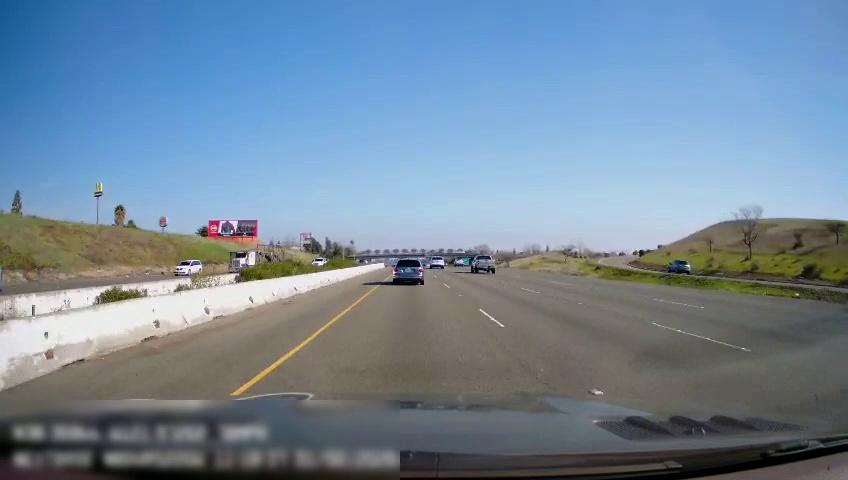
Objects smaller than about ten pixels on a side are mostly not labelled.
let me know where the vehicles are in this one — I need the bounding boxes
[173,260,203,277]
[226,250,256,273]
[429,258,445,272]
[312,257,328,266]
[667,259,690,274]
[391,259,427,287]
[453,259,464,268]
[470,255,496,275]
